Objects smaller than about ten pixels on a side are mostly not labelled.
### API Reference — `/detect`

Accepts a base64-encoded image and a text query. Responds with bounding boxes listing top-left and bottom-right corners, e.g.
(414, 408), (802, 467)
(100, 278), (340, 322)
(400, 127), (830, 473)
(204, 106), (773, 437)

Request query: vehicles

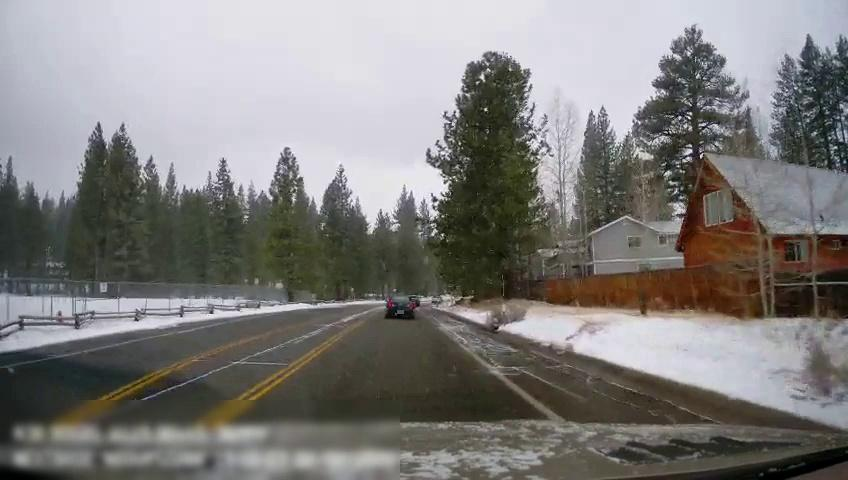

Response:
(384, 295), (416, 319)
(407, 294), (421, 307)
(431, 294), (443, 304)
